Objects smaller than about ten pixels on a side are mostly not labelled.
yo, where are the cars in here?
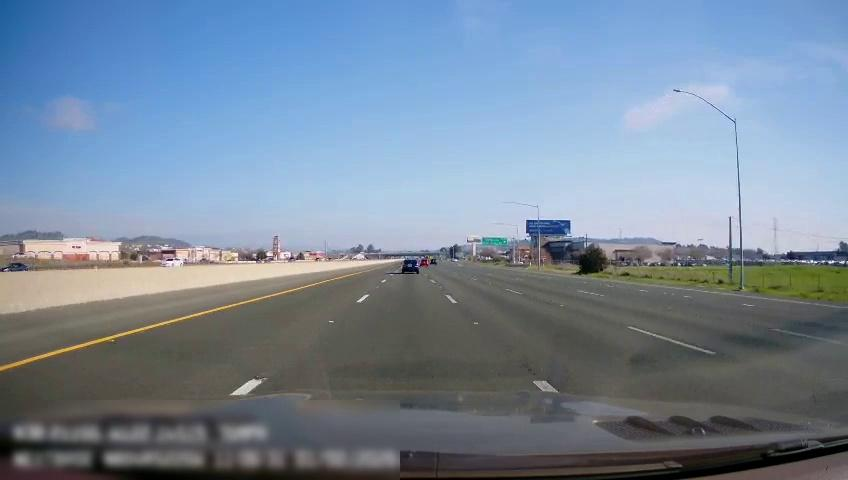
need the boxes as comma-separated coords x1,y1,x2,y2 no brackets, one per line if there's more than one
0,262,29,272
160,258,184,267
401,260,419,274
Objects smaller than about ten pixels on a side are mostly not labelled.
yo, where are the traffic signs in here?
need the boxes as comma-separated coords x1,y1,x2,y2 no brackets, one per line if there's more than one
480,236,509,248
